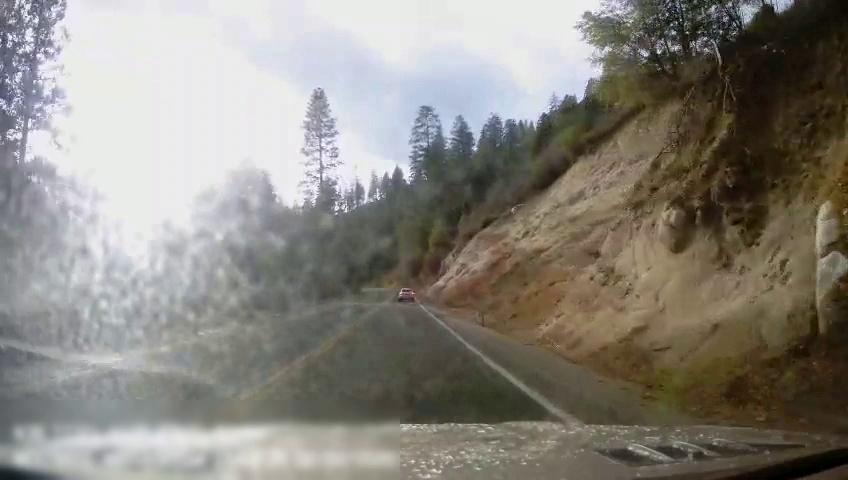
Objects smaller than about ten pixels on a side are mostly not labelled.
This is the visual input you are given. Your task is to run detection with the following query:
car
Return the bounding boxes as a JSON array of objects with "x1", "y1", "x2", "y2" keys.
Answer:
[{"x1": 397, "y1": 287, "x2": 416, "y2": 302}]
